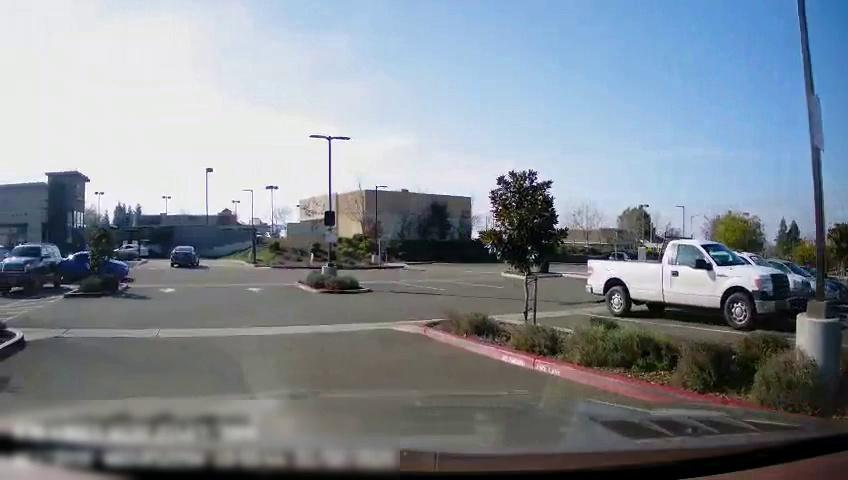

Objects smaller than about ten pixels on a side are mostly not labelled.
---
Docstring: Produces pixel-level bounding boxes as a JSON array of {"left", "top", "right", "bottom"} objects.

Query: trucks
[{"left": 583, "top": 238, "right": 797, "bottom": 330}]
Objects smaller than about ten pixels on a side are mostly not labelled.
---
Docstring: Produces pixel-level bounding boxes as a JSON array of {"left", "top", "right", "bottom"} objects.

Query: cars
[
  {"left": 169, "top": 244, "right": 201, "bottom": 269},
  {"left": 57, "top": 249, "right": 130, "bottom": 277},
  {"left": 111, "top": 243, "right": 149, "bottom": 259}
]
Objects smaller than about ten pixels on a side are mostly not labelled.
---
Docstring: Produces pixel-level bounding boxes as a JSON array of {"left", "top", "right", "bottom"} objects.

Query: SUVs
[{"left": 0, "top": 243, "right": 64, "bottom": 295}]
